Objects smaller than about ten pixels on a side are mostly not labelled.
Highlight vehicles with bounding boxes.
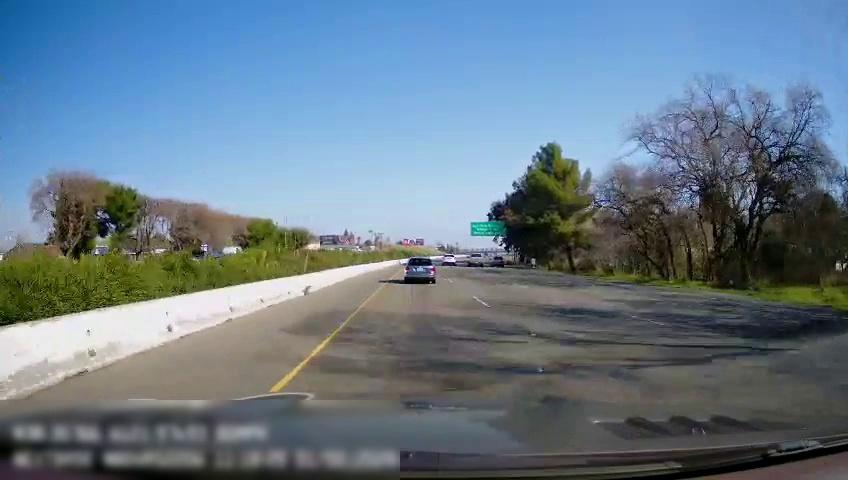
[442,253,456,266]
[468,252,484,266]
[404,258,436,284]
[492,256,505,267]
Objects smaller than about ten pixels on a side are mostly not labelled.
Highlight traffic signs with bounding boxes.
[470,221,505,237]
